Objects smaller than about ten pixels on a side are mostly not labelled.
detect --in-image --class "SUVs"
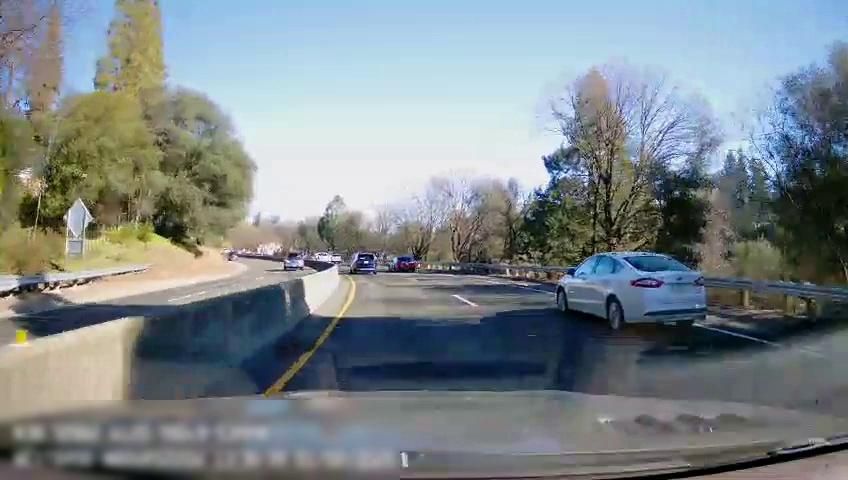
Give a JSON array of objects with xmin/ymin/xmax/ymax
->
[
  {"xmin": 330, "ymin": 253, "xmax": 343, "ymax": 264},
  {"xmin": 284, "ymin": 252, "xmax": 305, "ymax": 271},
  {"xmin": 350, "ymin": 253, "xmax": 378, "ymax": 274}
]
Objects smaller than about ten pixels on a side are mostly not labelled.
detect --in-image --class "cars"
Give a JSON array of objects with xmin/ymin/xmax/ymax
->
[
  {"xmin": 553, "ymin": 252, "xmax": 708, "ymax": 335},
  {"xmin": 388, "ymin": 255, "xmax": 416, "ymax": 273}
]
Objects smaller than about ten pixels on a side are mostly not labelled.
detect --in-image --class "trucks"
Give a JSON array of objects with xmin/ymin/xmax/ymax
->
[{"xmin": 312, "ymin": 252, "xmax": 333, "ymax": 263}]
